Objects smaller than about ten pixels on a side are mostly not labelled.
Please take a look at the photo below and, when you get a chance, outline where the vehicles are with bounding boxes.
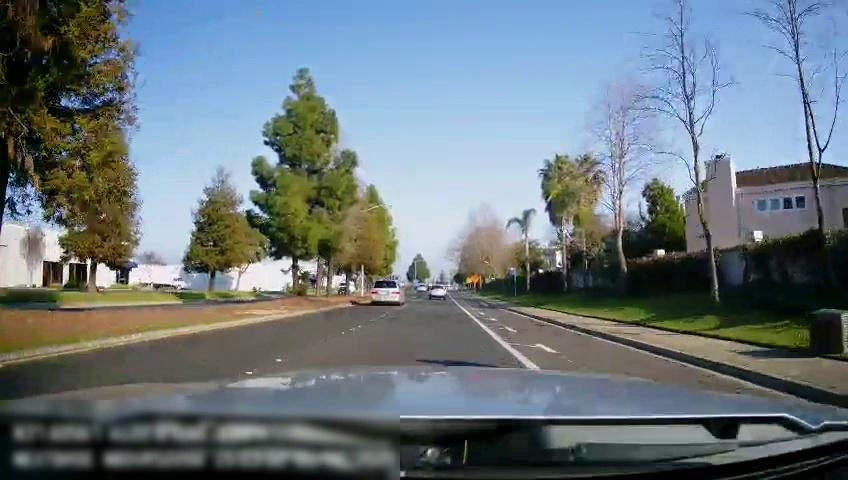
[427,283,448,300]
[416,283,428,293]
[370,278,406,305]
